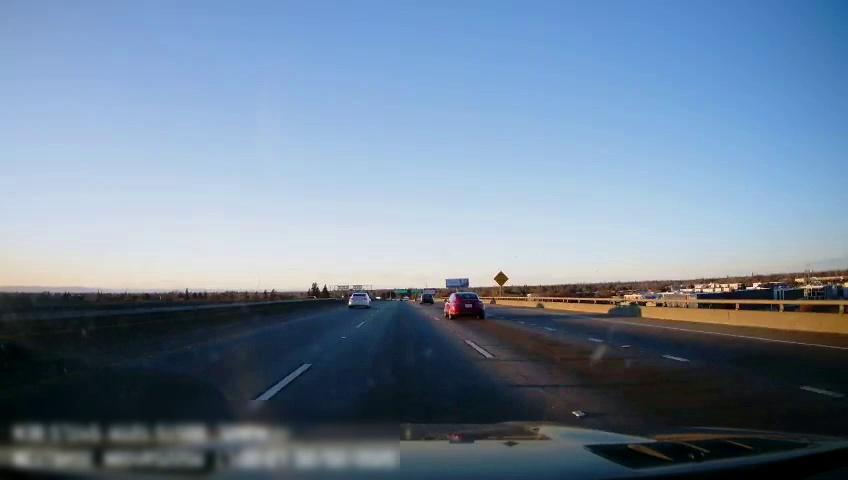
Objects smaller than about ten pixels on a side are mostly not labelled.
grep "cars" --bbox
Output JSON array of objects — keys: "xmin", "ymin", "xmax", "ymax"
[
  {"xmin": 420, "ymin": 294, "xmax": 434, "ymax": 305},
  {"xmin": 348, "ymin": 292, "xmax": 372, "ymax": 309},
  {"xmin": 443, "ymin": 291, "xmax": 485, "ymax": 320}
]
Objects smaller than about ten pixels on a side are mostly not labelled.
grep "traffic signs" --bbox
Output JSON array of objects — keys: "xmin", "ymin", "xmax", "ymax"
[{"xmin": 494, "ymin": 270, "xmax": 509, "ymax": 286}]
